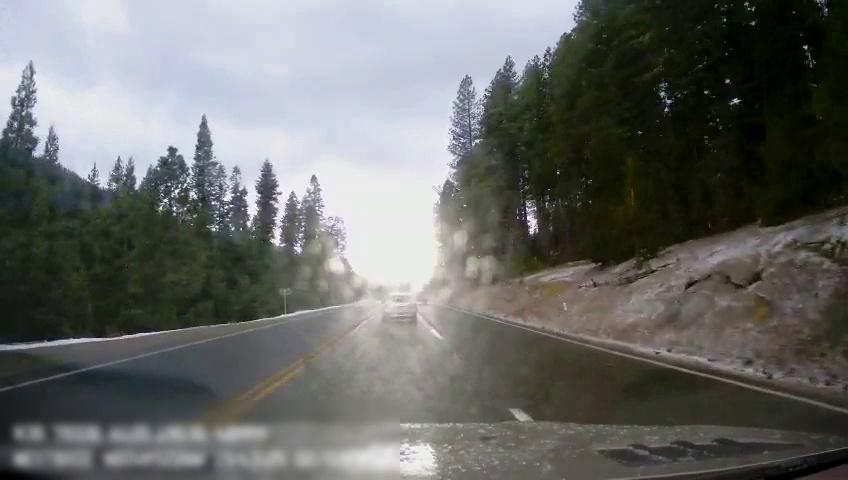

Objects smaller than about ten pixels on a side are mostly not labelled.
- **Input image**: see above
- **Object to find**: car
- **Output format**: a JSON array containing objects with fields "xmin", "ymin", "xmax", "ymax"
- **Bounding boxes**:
[{"xmin": 381, "ymin": 291, "xmax": 417, "ymax": 324}]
